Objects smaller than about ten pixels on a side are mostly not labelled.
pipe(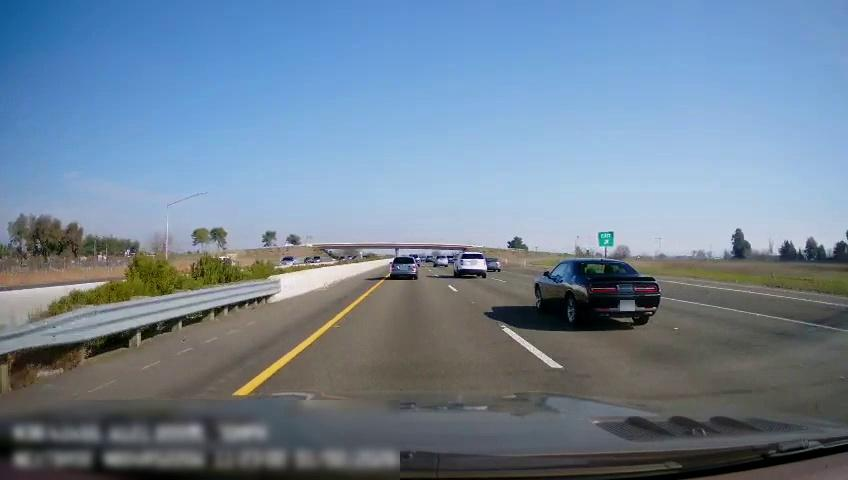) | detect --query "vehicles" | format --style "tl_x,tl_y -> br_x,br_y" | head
453,252 -> 488,279
485,257 -> 502,273
409,254 -> 422,267
433,254 -> 449,268
534,259 -> 662,328
280,256 -> 298,265
389,256 -> 418,281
